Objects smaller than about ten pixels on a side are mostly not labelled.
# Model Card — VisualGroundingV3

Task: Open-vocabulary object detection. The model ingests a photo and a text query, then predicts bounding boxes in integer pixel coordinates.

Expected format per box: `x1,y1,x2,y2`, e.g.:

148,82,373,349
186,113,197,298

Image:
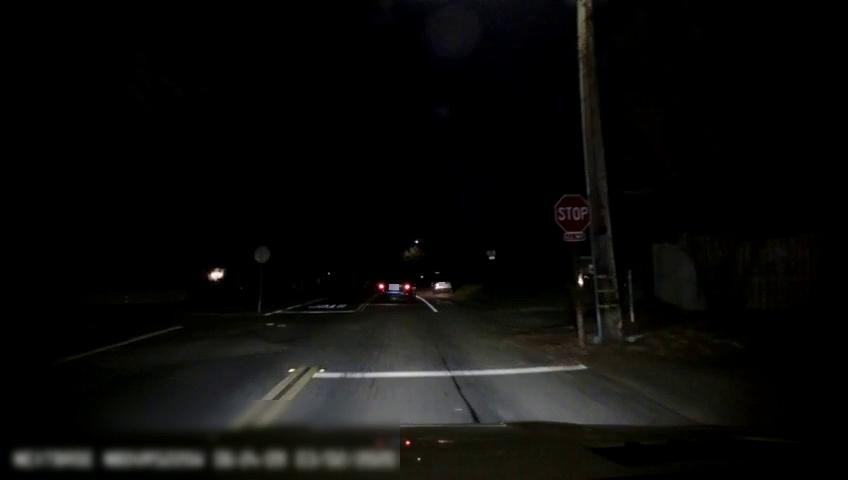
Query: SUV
375,271,420,300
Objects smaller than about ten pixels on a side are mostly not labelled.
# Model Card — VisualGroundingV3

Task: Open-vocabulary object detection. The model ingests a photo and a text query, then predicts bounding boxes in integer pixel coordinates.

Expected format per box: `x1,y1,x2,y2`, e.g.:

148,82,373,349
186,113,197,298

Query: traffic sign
554,192,595,242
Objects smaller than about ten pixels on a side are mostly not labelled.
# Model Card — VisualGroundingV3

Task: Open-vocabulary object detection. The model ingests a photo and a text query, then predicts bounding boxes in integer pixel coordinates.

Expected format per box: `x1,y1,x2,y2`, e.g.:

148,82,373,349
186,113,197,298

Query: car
429,275,453,295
